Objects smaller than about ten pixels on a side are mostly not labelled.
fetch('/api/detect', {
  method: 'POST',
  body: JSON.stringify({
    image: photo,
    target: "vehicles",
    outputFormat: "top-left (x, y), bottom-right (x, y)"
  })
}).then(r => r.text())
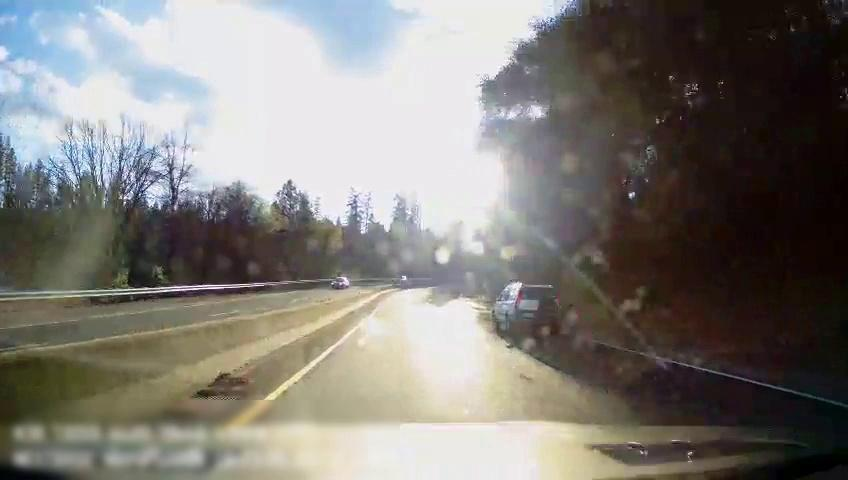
top-left (392, 275), bottom-right (406, 283)
top-left (329, 276), bottom-right (350, 290)
top-left (492, 282), bottom-right (562, 338)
